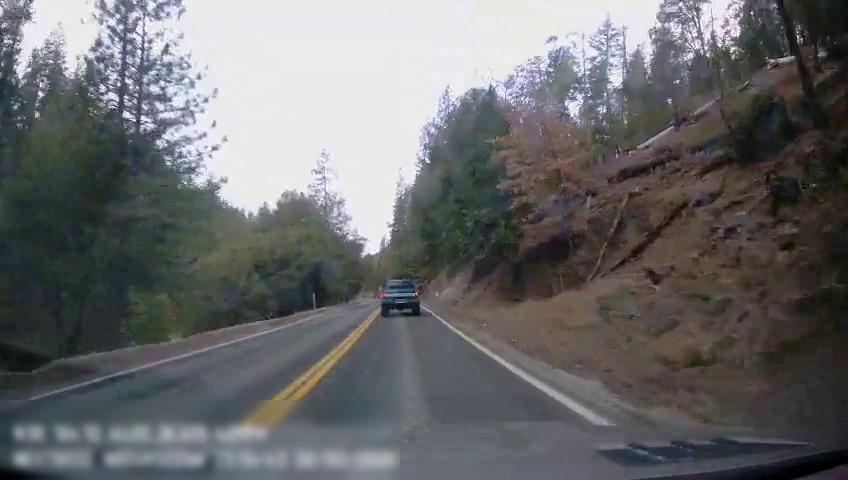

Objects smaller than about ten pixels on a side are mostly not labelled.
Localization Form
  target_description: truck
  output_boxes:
[380,278,421,318]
